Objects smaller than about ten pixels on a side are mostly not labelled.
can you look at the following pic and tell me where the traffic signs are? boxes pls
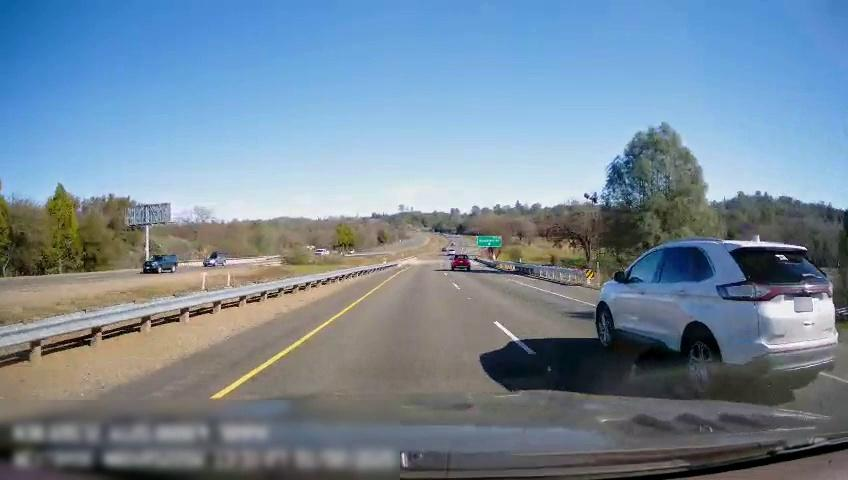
[585,270,596,280]
[476,235,503,248]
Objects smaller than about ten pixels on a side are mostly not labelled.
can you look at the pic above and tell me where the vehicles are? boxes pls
[141,254,180,274]
[447,249,456,256]
[593,237,840,398]
[202,255,226,267]
[451,254,470,271]
[313,248,331,257]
